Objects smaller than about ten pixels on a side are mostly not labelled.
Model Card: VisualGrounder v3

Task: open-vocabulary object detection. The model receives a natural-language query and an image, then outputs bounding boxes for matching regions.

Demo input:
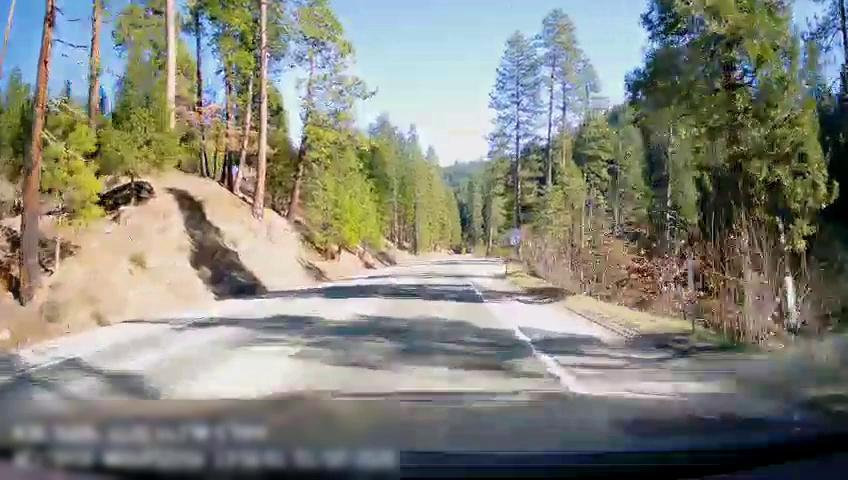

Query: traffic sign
[510,231,521,247]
